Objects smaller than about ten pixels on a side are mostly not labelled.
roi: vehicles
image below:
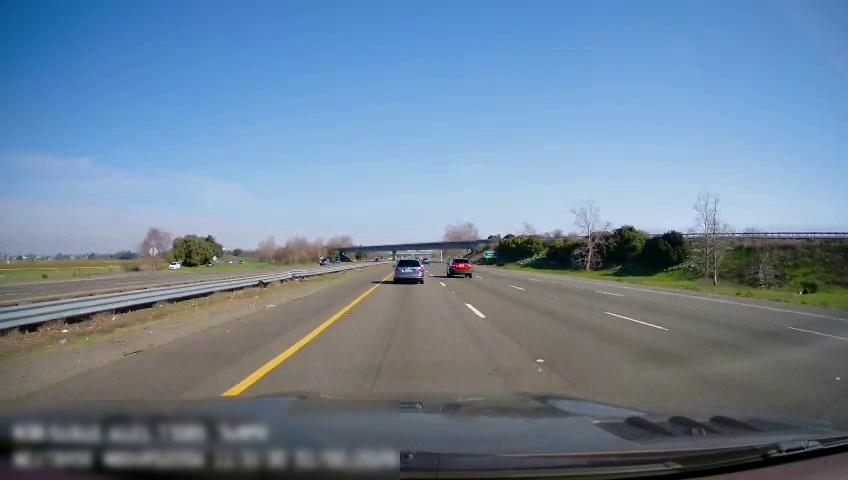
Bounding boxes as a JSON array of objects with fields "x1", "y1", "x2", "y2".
[
  {"x1": 422, "y1": 257, "x2": 431, "y2": 265},
  {"x1": 168, "y1": 262, "x2": 181, "y2": 271},
  {"x1": 446, "y1": 257, "x2": 474, "y2": 279},
  {"x1": 319, "y1": 258, "x2": 330, "y2": 266},
  {"x1": 393, "y1": 259, "x2": 424, "y2": 285}
]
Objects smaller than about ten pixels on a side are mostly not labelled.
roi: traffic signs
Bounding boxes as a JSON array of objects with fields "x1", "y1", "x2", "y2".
[{"x1": 148, "y1": 245, "x2": 160, "y2": 258}]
